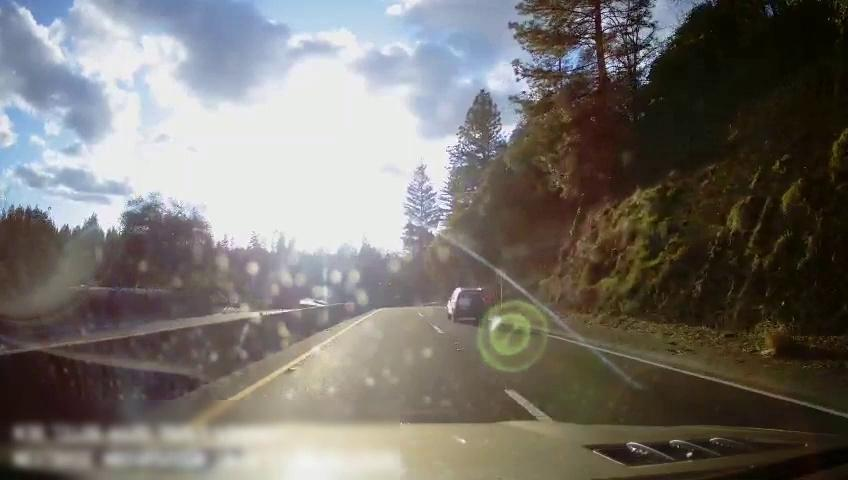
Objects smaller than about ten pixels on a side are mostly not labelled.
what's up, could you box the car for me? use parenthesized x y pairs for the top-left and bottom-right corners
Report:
(446, 286), (486, 322)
